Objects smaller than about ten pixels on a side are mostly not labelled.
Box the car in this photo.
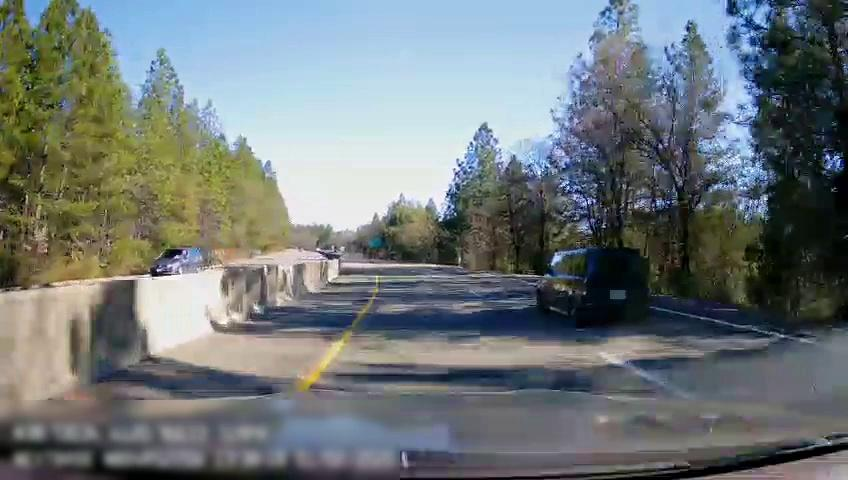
[536,246,652,329]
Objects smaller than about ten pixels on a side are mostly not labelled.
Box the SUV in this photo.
[149,248,205,278]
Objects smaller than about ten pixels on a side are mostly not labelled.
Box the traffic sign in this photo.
[368,240,385,248]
